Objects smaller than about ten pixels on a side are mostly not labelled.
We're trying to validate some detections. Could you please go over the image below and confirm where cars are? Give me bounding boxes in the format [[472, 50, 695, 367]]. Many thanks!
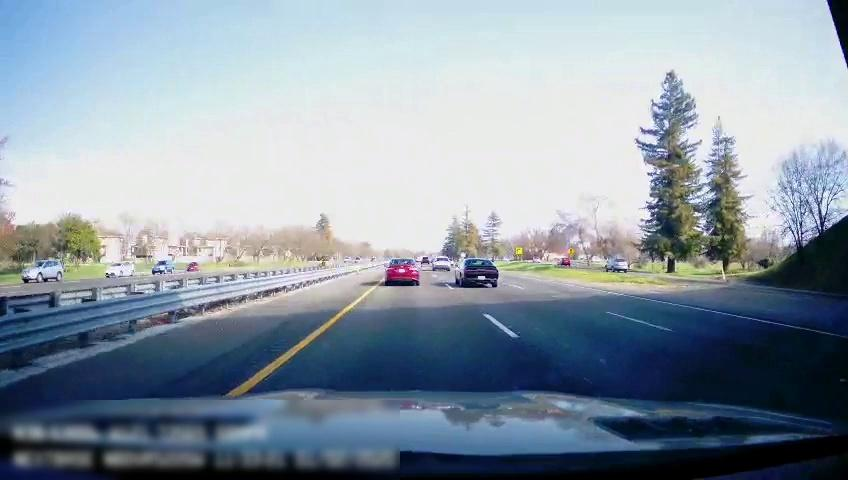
[[104, 262, 135, 280], [455, 258, 499, 288], [384, 259, 421, 287], [431, 255, 450, 271]]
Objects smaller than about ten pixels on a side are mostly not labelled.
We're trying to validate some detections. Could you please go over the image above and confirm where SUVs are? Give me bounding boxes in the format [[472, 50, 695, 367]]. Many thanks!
[[152, 259, 176, 277], [605, 258, 627, 273], [20, 260, 65, 284]]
